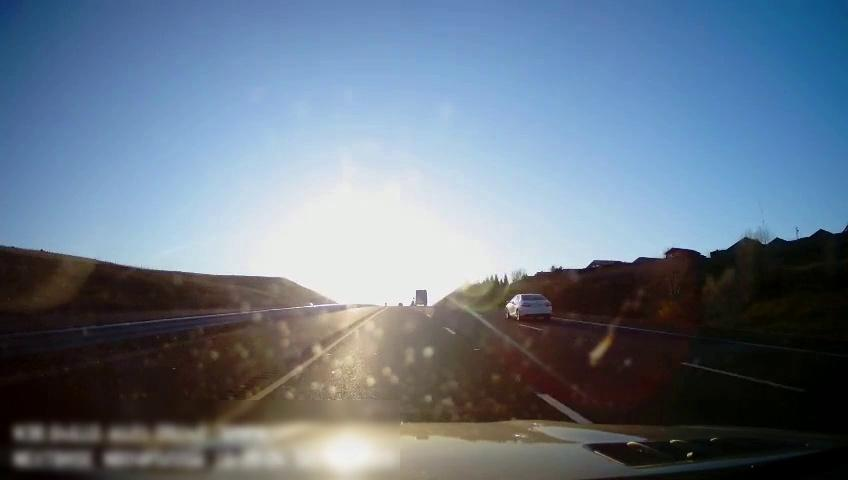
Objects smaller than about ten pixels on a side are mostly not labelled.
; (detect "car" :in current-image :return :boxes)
[504,293,553,323]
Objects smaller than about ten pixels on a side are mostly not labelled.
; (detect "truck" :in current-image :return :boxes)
[416,289,427,307]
